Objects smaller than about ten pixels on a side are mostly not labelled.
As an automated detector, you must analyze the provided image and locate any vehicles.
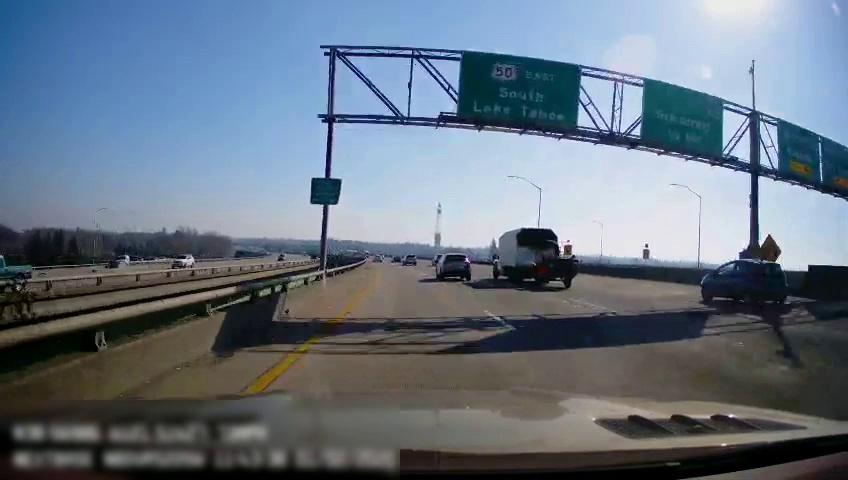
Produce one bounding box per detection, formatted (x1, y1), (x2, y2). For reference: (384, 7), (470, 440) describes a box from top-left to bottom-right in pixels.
(115, 254), (130, 266)
(434, 252), (472, 281)
(171, 254), (196, 270)
(391, 256), (402, 264)
(699, 257), (788, 309)
(491, 226), (579, 289)
(371, 254), (383, 263)
(402, 254), (417, 267)
(0, 255), (34, 293)
(431, 254), (444, 267)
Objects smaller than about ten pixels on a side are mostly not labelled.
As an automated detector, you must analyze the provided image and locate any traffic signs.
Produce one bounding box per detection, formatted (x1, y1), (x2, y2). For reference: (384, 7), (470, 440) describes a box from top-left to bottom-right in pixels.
(310, 177), (343, 205)
(820, 135), (848, 195)
(456, 48), (581, 134)
(758, 233), (783, 264)
(640, 76), (724, 161)
(641, 248), (651, 260)
(563, 244), (573, 256)
(776, 118), (822, 185)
